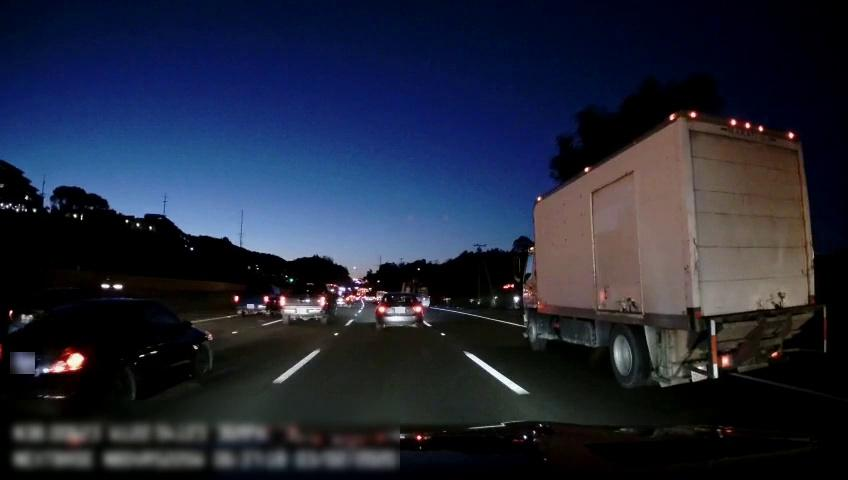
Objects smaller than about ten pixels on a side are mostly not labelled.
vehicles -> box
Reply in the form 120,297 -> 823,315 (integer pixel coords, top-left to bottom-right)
400,281 -> 431,307
96,277 -> 131,295
280,282 -> 333,324
0,282 -> 86,328
0,295 -> 215,433
374,292 -> 426,333
232,282 -> 282,318
513,108 -> 821,390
